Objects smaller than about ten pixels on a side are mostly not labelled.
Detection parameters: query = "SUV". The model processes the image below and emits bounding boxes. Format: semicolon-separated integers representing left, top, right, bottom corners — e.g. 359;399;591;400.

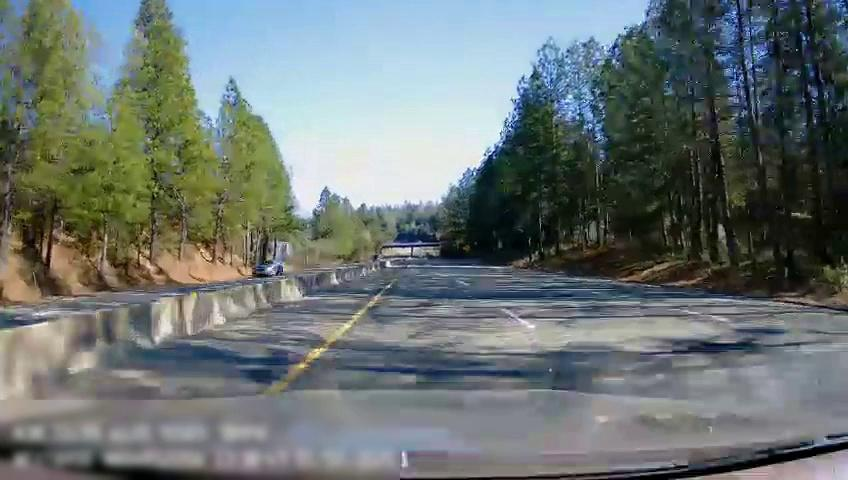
252;259;285;277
